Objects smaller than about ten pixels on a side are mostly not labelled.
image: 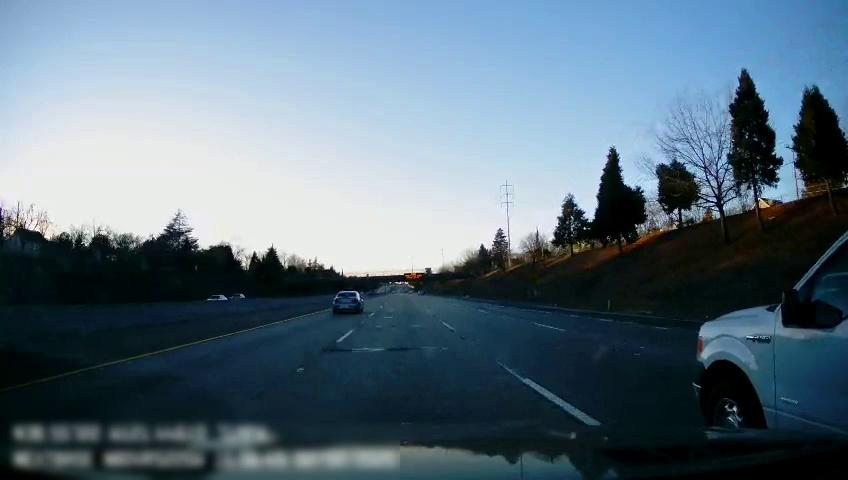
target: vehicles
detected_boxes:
[331,290,365,314]
[691,230,848,435]
[228,293,246,300]
[206,294,228,301]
